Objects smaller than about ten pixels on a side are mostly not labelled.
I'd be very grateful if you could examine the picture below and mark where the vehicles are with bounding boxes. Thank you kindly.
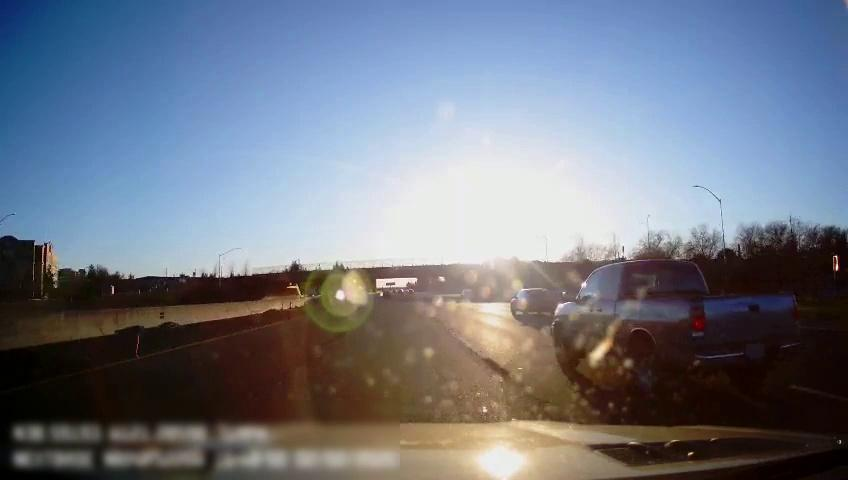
[509,288,552,317]
[458,290,473,302]
[550,259,800,395]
